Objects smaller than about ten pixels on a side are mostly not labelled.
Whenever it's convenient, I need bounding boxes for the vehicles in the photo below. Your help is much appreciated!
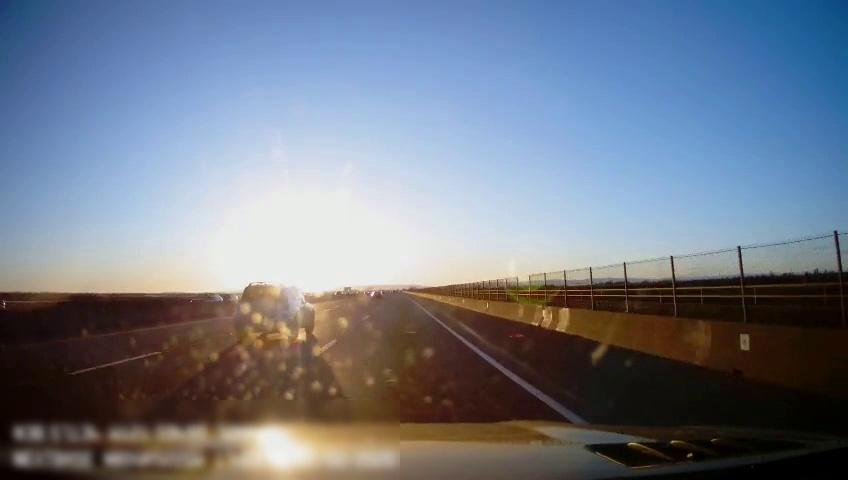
[220,294,239,305]
[370,290,383,300]
[189,293,224,306]
[233,281,315,343]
